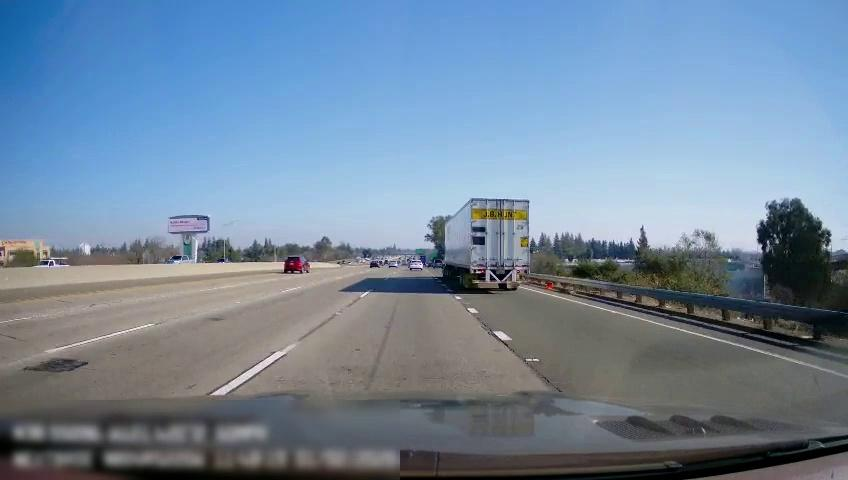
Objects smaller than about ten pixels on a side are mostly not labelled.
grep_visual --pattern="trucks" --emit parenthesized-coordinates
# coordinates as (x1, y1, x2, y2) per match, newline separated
(441, 197, 531, 292)
(33, 257, 72, 268)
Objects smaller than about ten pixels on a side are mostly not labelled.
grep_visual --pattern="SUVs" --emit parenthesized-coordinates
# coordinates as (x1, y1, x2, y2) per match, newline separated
(165, 255, 193, 265)
(283, 255, 312, 275)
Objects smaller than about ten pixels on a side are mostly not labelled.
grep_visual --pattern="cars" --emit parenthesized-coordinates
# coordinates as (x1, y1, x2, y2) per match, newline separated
(408, 259, 425, 271)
